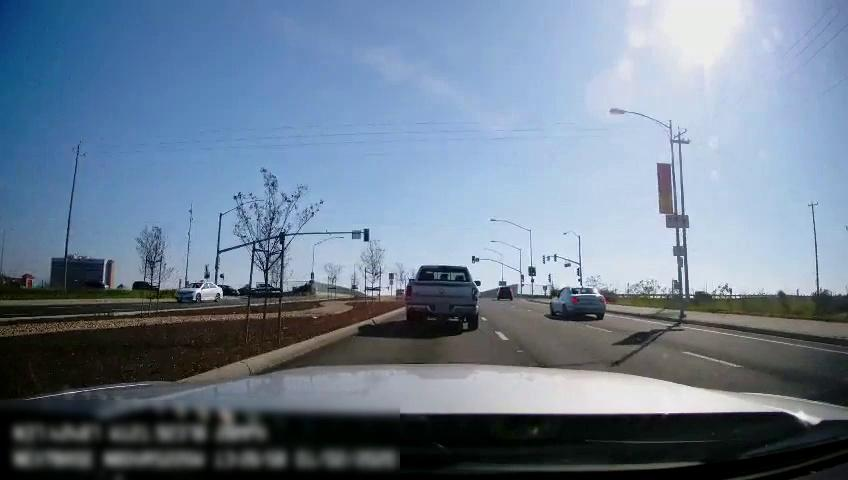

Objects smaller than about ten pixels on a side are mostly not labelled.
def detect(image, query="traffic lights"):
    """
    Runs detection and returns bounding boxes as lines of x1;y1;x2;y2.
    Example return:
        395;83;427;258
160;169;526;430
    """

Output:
279;231;285;245
527;266;533;277
363;228;370;242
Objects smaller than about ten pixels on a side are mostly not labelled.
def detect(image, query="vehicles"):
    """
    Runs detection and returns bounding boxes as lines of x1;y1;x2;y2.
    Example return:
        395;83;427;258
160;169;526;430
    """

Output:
217;284;241;297
549;286;607;322
174;281;223;304
395;289;407;298
132;280;161;291
248;283;282;298
404;264;482;333
496;286;513;301
85;280;109;290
